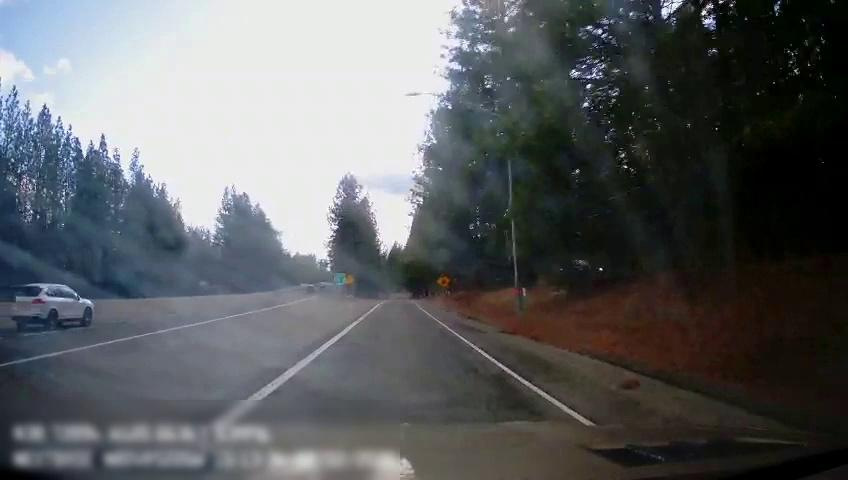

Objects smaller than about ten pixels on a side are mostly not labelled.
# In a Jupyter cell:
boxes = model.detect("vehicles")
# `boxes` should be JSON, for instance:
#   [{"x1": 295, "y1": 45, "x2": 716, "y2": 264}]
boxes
[
  {"x1": 305, "y1": 284, "x2": 317, "y2": 294},
  {"x1": 559, "y1": 258, "x2": 605, "y2": 275},
  {"x1": 8, "y1": 283, "x2": 95, "y2": 332}
]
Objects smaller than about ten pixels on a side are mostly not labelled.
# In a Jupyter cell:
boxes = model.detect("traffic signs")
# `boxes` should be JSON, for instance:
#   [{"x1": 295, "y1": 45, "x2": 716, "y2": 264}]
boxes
[
  {"x1": 334, "y1": 272, "x2": 347, "y2": 283},
  {"x1": 436, "y1": 273, "x2": 452, "y2": 288}
]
